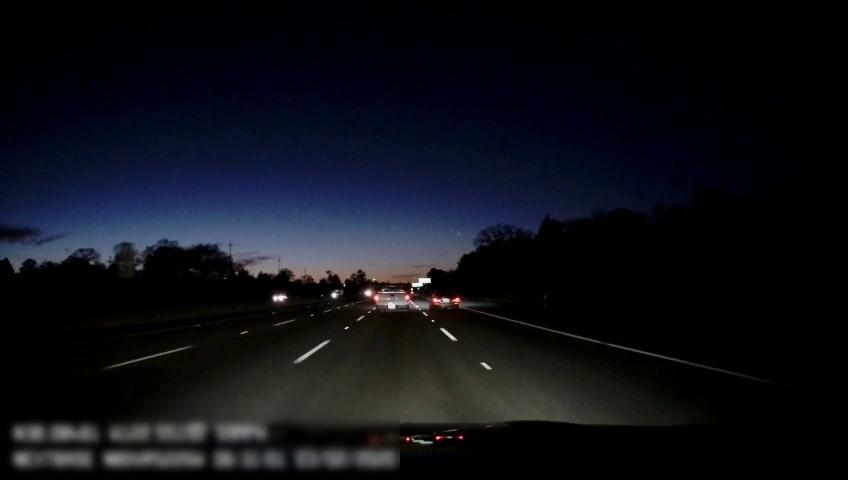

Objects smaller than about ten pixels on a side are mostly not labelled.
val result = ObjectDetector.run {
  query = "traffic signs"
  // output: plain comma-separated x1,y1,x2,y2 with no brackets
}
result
420,278,431,284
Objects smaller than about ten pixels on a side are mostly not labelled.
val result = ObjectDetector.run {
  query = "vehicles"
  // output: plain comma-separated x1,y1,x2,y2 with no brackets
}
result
373,285,410,315
429,288,462,313
271,293,287,307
